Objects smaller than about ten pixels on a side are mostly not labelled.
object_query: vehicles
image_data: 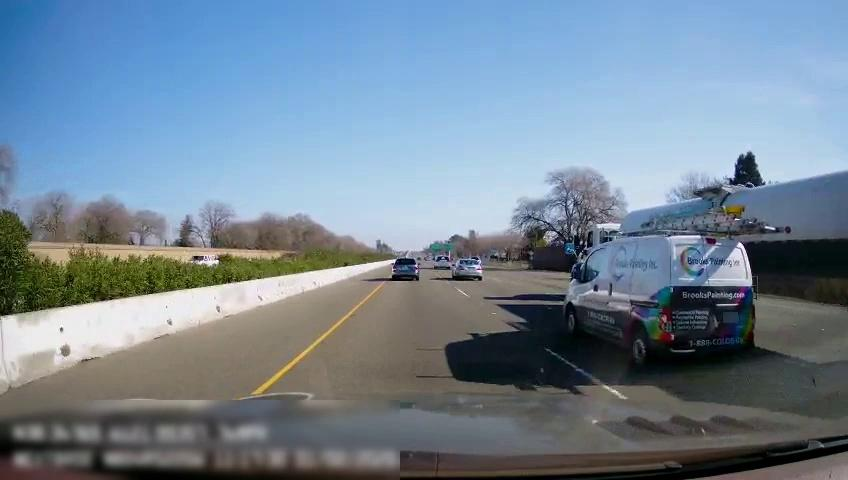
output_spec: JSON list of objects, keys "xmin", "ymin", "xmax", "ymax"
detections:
[
  {"xmin": 564, "ymin": 236, "xmax": 757, "ymax": 372},
  {"xmin": 390, "ymin": 256, "xmax": 421, "ymax": 281},
  {"xmin": 451, "ymin": 258, "xmax": 482, "ymax": 281},
  {"xmin": 577, "ymin": 169, "xmax": 848, "ymax": 299},
  {"xmin": 187, "ymin": 255, "xmax": 219, "ymax": 268},
  {"xmin": 470, "ymin": 256, "xmax": 482, "ymax": 264},
  {"xmin": 432, "ymin": 256, "xmax": 452, "ymax": 271}
]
